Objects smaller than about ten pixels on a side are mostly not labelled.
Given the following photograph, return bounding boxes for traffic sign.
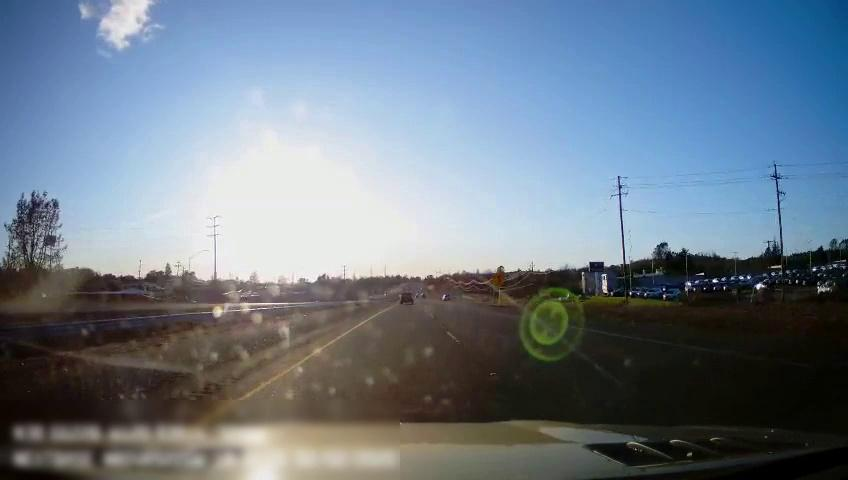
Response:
[493,272,506,287]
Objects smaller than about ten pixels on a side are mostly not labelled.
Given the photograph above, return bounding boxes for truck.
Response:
[400,292,414,305]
